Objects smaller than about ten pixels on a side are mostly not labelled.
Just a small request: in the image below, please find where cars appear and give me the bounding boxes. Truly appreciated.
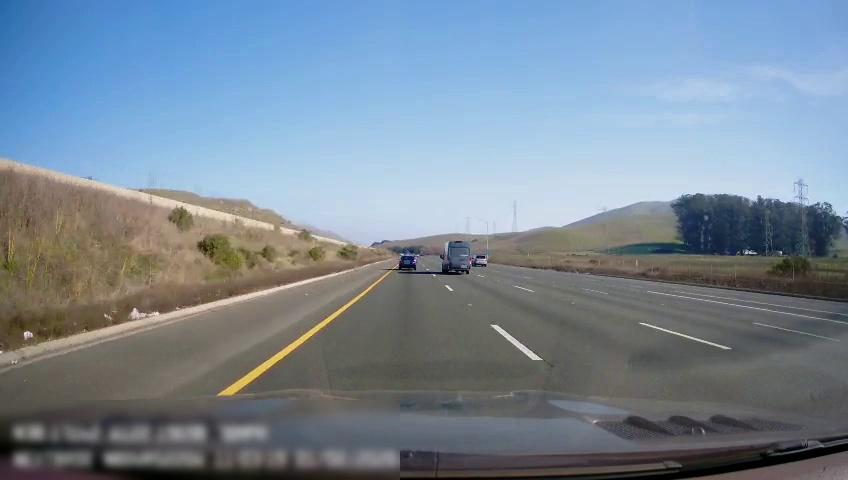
[471,254,488,267]
[398,254,417,271]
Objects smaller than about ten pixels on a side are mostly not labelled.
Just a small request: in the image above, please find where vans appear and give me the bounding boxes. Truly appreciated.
[439,239,472,274]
